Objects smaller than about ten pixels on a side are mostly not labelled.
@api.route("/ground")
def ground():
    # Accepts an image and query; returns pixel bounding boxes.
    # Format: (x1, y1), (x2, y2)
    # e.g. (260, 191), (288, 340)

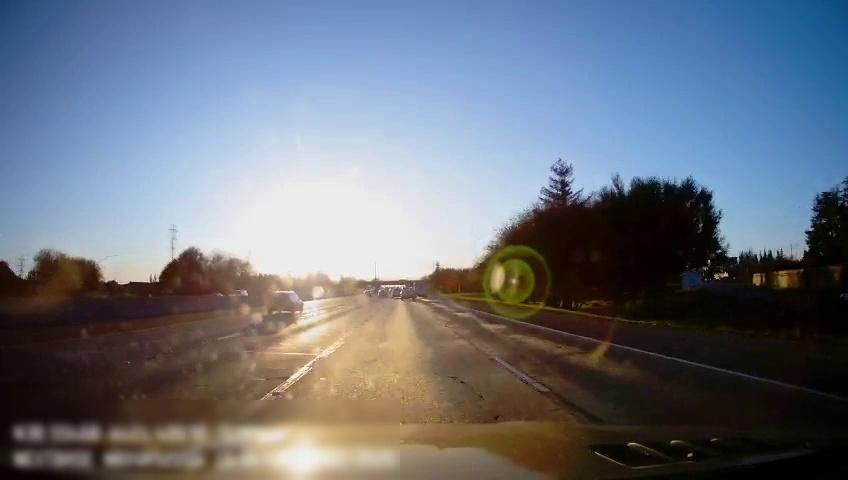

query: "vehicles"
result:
(377, 289), (390, 299)
(228, 289), (248, 297)
(361, 289), (374, 298)
(412, 280), (427, 300)
(391, 288), (402, 299)
(266, 290), (305, 316)
(401, 288), (418, 301)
